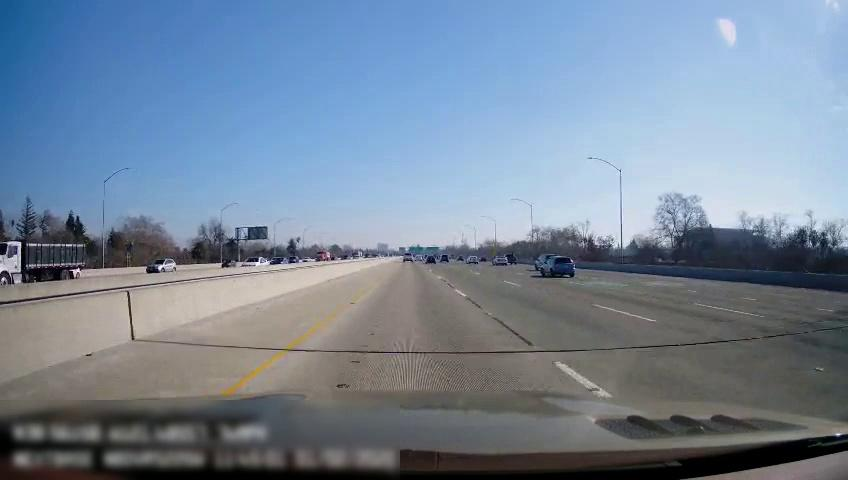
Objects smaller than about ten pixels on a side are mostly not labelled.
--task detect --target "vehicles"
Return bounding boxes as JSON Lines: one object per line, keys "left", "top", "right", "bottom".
{"left": 465, "top": 255, "right": 479, "bottom": 265}
{"left": 439, "top": 254, "right": 450, "bottom": 263}
{"left": 503, "top": 254, "right": 518, "bottom": 265}
{"left": 425, "top": 256, "right": 437, "bottom": 265}
{"left": 402, "top": 252, "right": 415, "bottom": 263}
{"left": 68, "top": 266, "right": 82, "bottom": 280}
{"left": 221, "top": 259, "right": 237, "bottom": 269}
{"left": 0, "top": 239, "right": 88, "bottom": 286}
{"left": 270, "top": 256, "right": 288, "bottom": 265}
{"left": 491, "top": 255, "right": 508, "bottom": 266}
{"left": 539, "top": 255, "right": 576, "bottom": 278}
{"left": 315, "top": 250, "right": 333, "bottom": 262}
{"left": 287, "top": 255, "right": 300, "bottom": 264}
{"left": 240, "top": 256, "right": 270, "bottom": 268}
{"left": 145, "top": 257, "right": 177, "bottom": 275}
{"left": 534, "top": 253, "right": 560, "bottom": 272}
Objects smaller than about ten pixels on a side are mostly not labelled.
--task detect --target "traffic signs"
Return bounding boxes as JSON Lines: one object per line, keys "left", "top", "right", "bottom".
{"left": 247, "top": 226, "right": 269, "bottom": 241}
{"left": 409, "top": 246, "right": 424, "bottom": 252}
{"left": 425, "top": 246, "right": 439, "bottom": 252}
